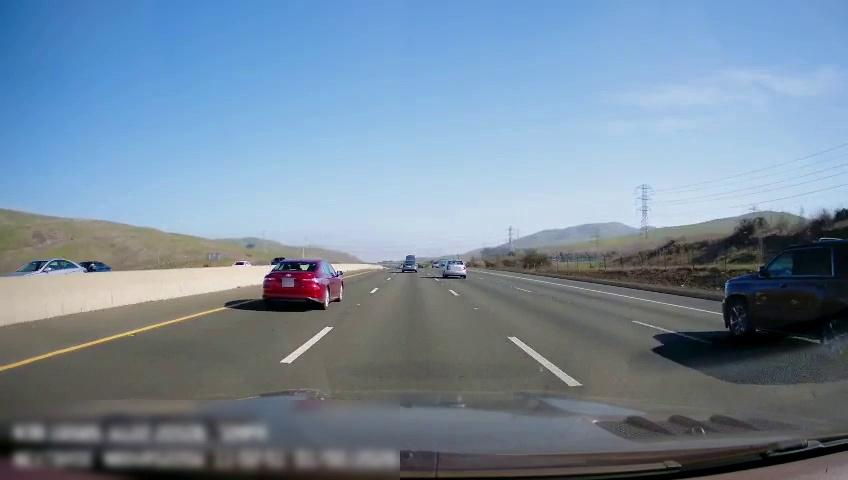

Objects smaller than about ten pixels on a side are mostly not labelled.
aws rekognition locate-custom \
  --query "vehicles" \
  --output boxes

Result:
[231,260,252,267]
[441,258,467,279]
[80,260,111,273]
[405,254,416,261]
[720,237,848,351]
[401,259,417,272]
[262,258,345,311]
[270,256,286,265]
[2,257,86,279]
